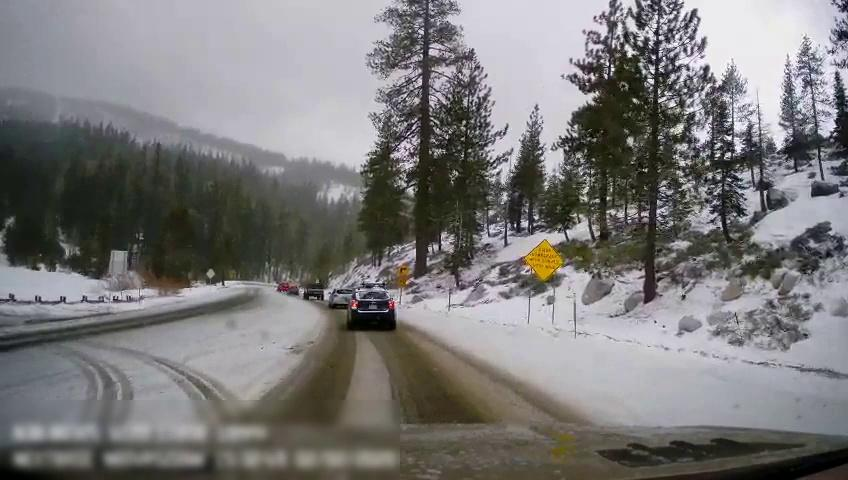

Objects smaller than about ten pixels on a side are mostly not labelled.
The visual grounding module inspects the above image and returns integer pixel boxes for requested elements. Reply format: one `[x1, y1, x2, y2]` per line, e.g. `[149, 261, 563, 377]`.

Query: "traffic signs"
[205, 267, 216, 281]
[108, 249, 128, 274]
[397, 263, 411, 277]
[523, 239, 565, 281]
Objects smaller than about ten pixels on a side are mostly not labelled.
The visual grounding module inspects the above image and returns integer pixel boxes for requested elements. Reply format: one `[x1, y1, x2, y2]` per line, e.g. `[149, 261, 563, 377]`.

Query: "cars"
[328, 288, 355, 309]
[347, 282, 396, 330]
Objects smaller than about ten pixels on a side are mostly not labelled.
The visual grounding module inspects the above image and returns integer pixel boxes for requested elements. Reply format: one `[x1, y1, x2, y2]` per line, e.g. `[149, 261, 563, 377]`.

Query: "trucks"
[303, 283, 324, 300]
